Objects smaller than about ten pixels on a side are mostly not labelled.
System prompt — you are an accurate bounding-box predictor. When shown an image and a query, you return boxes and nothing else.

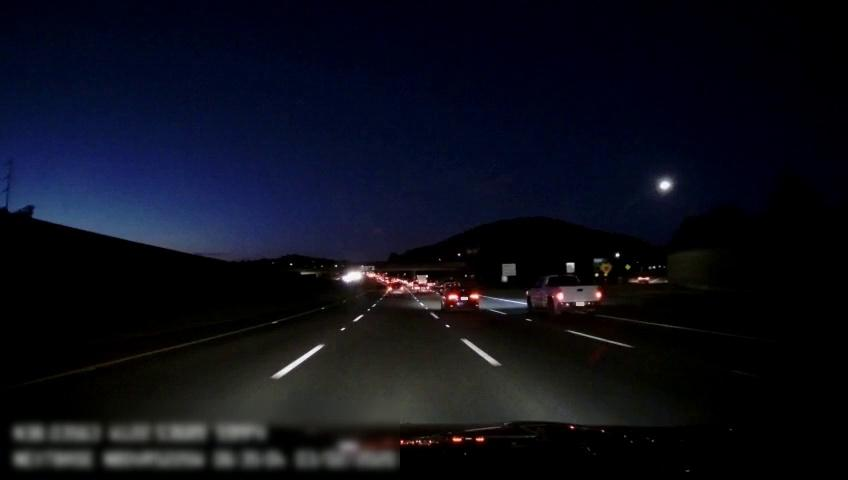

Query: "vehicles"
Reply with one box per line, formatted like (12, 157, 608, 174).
(440, 287, 479, 312)
(525, 274, 601, 315)
(415, 283, 430, 294)
(638, 274, 649, 284)
(387, 281, 404, 296)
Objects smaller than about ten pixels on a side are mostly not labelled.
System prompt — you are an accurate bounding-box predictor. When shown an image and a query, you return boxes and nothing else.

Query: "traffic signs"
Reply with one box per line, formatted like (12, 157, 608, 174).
(502, 263, 517, 276)
(599, 261, 613, 274)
